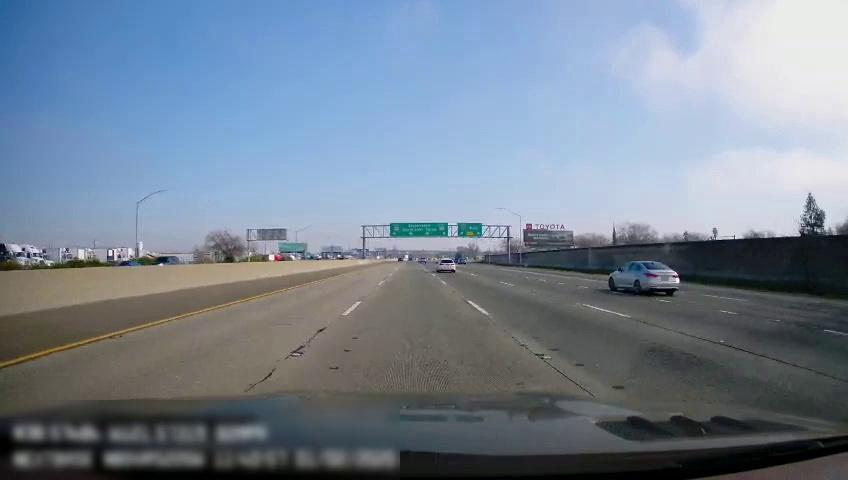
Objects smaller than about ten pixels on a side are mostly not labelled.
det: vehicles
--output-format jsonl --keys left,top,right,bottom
{"left": 116, "top": 260, "right": 144, "bottom": 267}
{"left": 149, "top": 255, "right": 178, "bottom": 267}
{"left": 434, "top": 258, "right": 457, "bottom": 273}
{"left": 608, "top": 259, "right": 681, "bottom": 296}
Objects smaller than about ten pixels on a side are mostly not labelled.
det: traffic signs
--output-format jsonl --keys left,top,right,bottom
{"left": 255, "top": 228, "right": 288, "bottom": 241}
{"left": 456, "top": 222, "right": 484, "bottom": 239}
{"left": 389, "top": 222, "right": 449, "bottom": 238}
